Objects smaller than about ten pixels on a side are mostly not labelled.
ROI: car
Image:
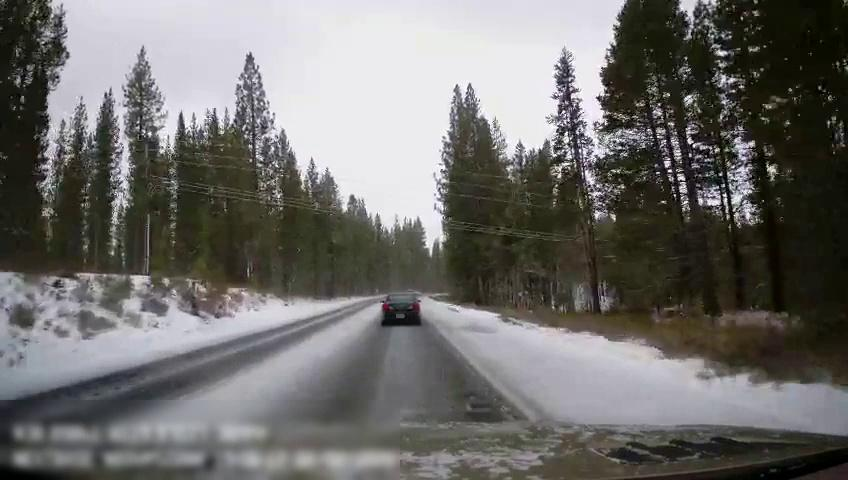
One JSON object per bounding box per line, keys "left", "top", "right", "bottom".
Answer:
{"left": 380, "top": 292, "right": 422, "bottom": 325}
